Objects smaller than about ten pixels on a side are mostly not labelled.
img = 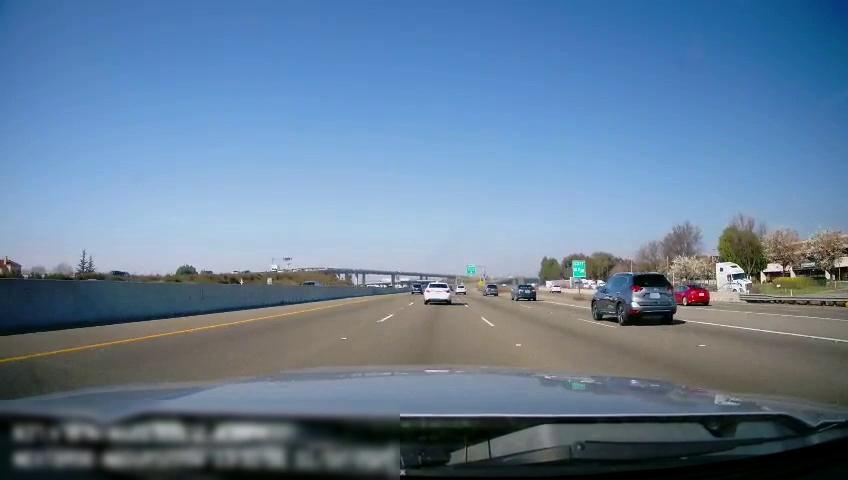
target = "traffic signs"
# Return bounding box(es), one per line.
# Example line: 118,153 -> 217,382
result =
572,259 -> 587,279
466,264 -> 478,276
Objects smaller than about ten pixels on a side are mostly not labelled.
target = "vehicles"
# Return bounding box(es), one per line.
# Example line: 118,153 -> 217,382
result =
549,285 -> 562,294
454,285 -> 467,296
303,280 -> 320,288
485,285 -> 499,297
696,261 -> 753,295
589,272 -> 678,326
670,284 -> 710,307
423,281 -> 452,306
511,284 -> 537,302
411,283 -> 424,295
